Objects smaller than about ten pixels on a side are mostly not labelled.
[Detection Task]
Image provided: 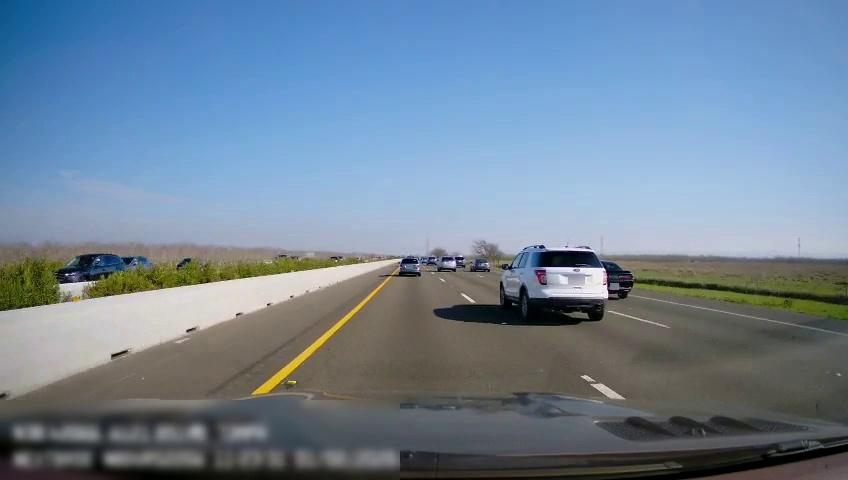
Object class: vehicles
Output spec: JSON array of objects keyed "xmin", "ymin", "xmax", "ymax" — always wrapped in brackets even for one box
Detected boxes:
[
  {"xmin": 426, "ymin": 256, "xmax": 438, "ymax": 266},
  {"xmin": 601, "ymin": 260, "xmax": 635, "ymax": 299},
  {"xmin": 454, "ymin": 255, "xmax": 468, "ymax": 267},
  {"xmin": 118, "ymin": 255, "xmax": 154, "ymax": 271},
  {"xmin": 57, "ymin": 254, "xmax": 128, "ymax": 284},
  {"xmin": 398, "ymin": 257, "xmax": 423, "ymax": 277},
  {"xmin": 470, "ymin": 258, "xmax": 491, "ymax": 273},
  {"xmin": 499, "ymin": 244, "xmax": 609, "ymax": 322},
  {"xmin": 437, "ymin": 256, "xmax": 457, "ymax": 273}
]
